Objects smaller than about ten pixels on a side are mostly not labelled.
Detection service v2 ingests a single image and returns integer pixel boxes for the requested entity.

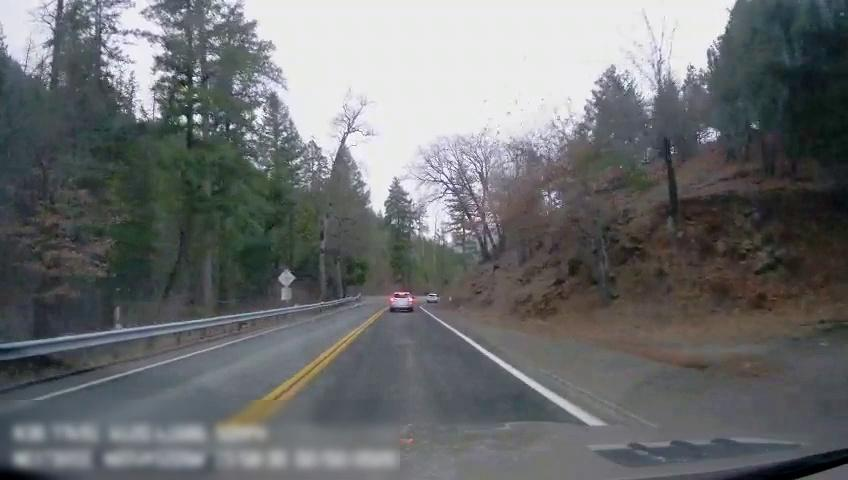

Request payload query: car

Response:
[389,292,414,312]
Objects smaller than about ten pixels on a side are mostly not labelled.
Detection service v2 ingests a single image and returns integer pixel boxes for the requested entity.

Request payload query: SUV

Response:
[426,293,439,303]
